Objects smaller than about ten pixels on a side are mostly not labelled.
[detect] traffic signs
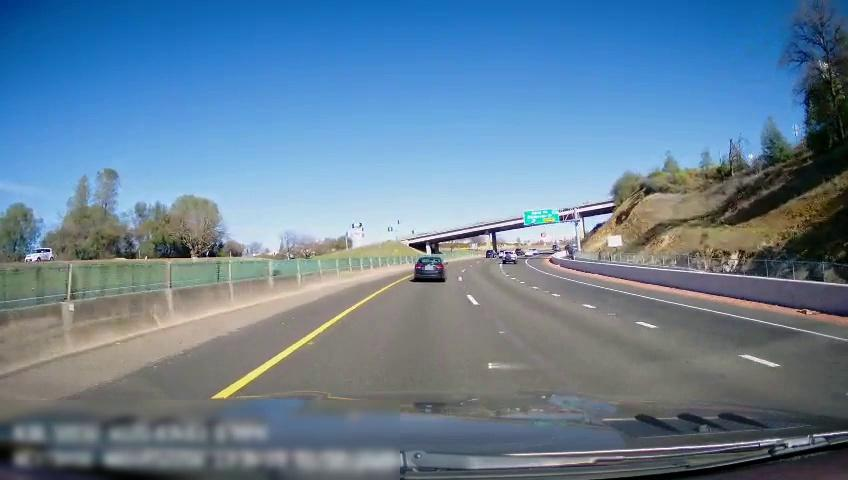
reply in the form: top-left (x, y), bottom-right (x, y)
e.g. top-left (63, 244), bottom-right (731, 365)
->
top-left (523, 208), bottom-right (560, 226)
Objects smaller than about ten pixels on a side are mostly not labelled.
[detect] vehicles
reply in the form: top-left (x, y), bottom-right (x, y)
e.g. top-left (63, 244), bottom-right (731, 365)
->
top-left (24, 247), bottom-right (54, 262)
top-left (501, 250), bottom-right (518, 265)
top-left (486, 249), bottom-right (496, 258)
top-left (413, 255), bottom-right (448, 282)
